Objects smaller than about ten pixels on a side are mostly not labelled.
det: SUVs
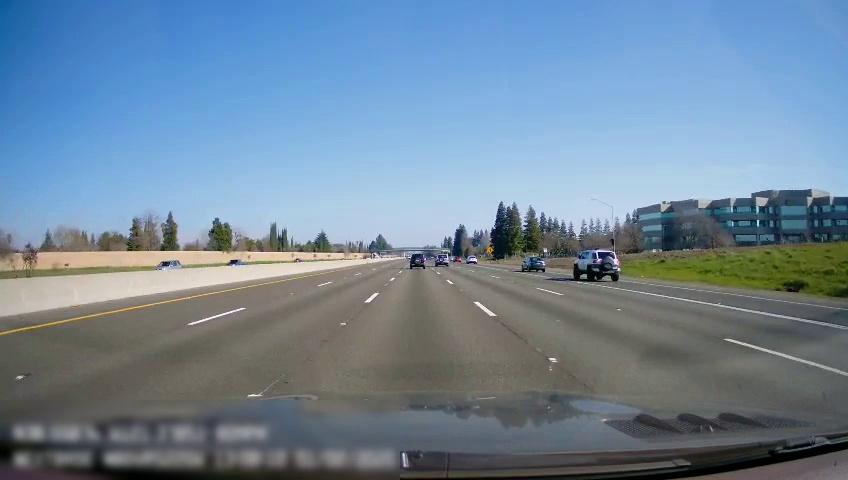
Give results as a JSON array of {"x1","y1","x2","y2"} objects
[
  {"x1": 465, "y1": 255, "x2": 477, "y2": 265},
  {"x1": 572, "y1": 250, "x2": 621, "y2": 282},
  {"x1": 434, "y1": 253, "x2": 450, "y2": 267},
  {"x1": 152, "y1": 260, "x2": 182, "y2": 272},
  {"x1": 410, "y1": 254, "x2": 426, "y2": 270}
]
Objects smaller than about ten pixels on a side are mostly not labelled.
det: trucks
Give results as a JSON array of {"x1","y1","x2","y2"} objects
[{"x1": 225, "y1": 259, "x2": 249, "y2": 266}]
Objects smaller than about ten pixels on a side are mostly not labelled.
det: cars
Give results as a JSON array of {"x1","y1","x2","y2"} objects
[{"x1": 521, "y1": 257, "x2": 546, "y2": 272}]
